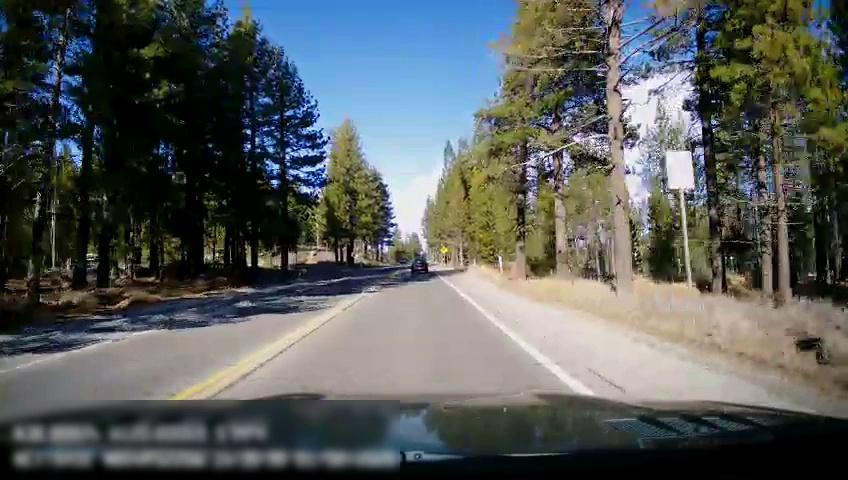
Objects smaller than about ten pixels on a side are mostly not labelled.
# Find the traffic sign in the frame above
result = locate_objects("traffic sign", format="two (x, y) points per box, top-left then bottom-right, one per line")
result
(665, 149), (696, 191)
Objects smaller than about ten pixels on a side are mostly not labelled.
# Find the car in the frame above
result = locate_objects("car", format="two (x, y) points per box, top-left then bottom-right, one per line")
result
(411, 257), (429, 273)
